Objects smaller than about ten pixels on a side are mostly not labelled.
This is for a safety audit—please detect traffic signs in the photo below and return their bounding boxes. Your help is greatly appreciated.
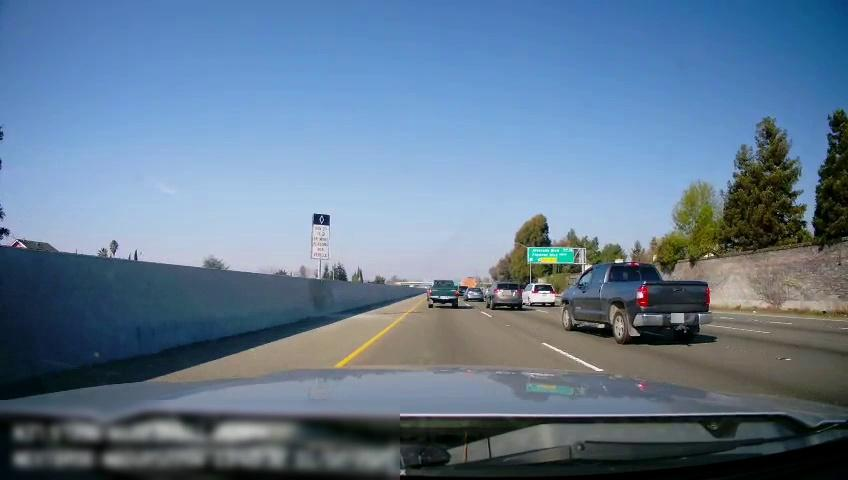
[528,247,575,265]
[310,213,329,260]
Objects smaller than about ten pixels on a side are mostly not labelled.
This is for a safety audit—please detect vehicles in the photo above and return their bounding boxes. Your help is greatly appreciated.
[560,262,713,345]
[427,279,460,310]
[455,285,467,296]
[462,286,485,302]
[523,283,555,308]
[485,282,524,311]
